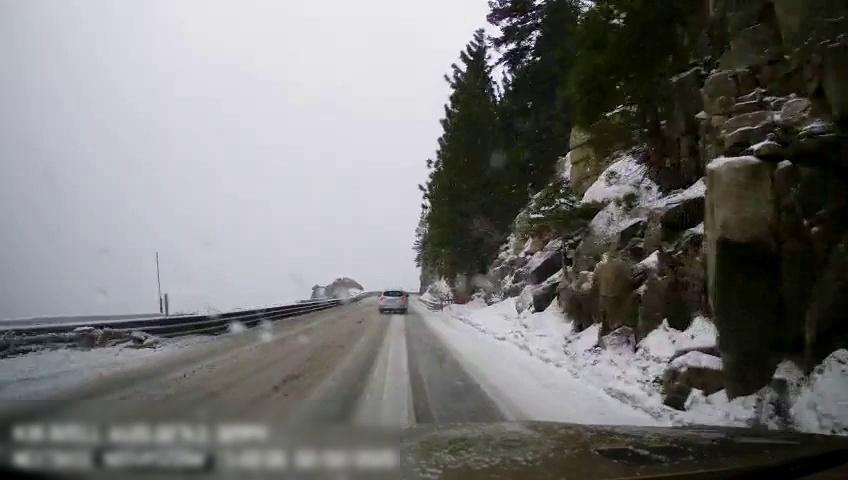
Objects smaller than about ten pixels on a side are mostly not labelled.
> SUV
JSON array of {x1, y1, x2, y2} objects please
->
[{"x1": 378, "y1": 289, "x2": 409, "y2": 315}]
